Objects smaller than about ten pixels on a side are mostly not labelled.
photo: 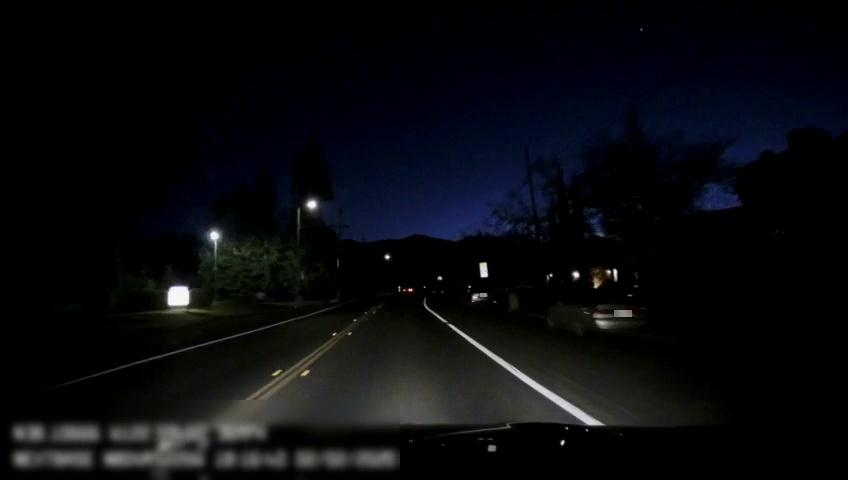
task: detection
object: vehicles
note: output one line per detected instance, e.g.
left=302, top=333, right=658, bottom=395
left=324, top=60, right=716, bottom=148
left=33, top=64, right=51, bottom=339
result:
left=459, top=284, right=497, bottom=311
left=546, top=287, right=651, bottom=341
